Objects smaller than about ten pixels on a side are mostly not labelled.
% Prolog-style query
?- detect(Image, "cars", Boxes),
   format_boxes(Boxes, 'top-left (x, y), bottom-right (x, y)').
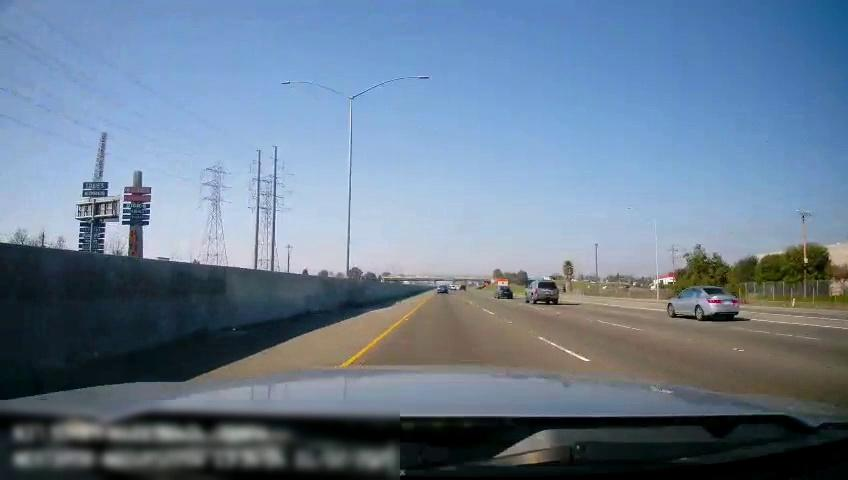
top-left (493, 286), bottom-right (513, 299)
top-left (437, 285), bottom-right (449, 295)
top-left (666, 285), bottom-right (740, 322)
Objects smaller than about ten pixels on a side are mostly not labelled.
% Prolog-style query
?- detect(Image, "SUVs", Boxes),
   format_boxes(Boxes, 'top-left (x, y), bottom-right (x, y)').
top-left (525, 279), bottom-right (558, 305)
